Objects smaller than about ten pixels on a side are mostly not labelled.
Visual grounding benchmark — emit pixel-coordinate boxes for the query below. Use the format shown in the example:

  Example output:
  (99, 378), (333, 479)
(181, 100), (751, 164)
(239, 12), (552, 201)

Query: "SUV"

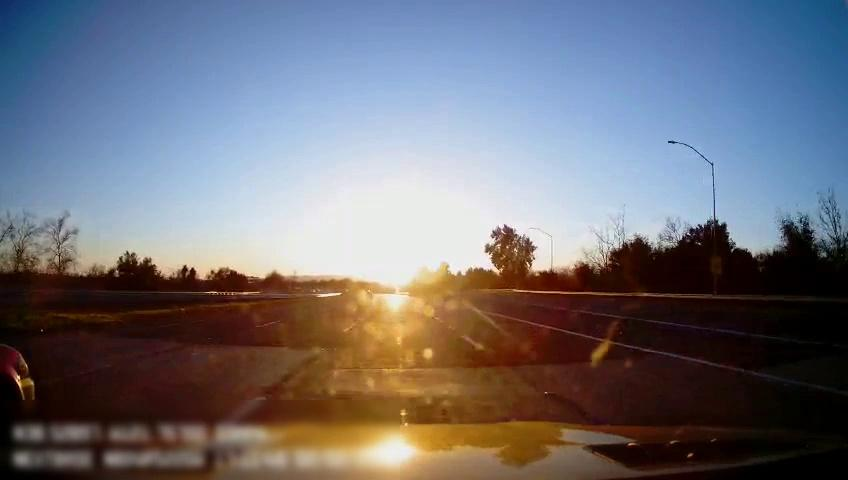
(0, 343), (35, 444)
